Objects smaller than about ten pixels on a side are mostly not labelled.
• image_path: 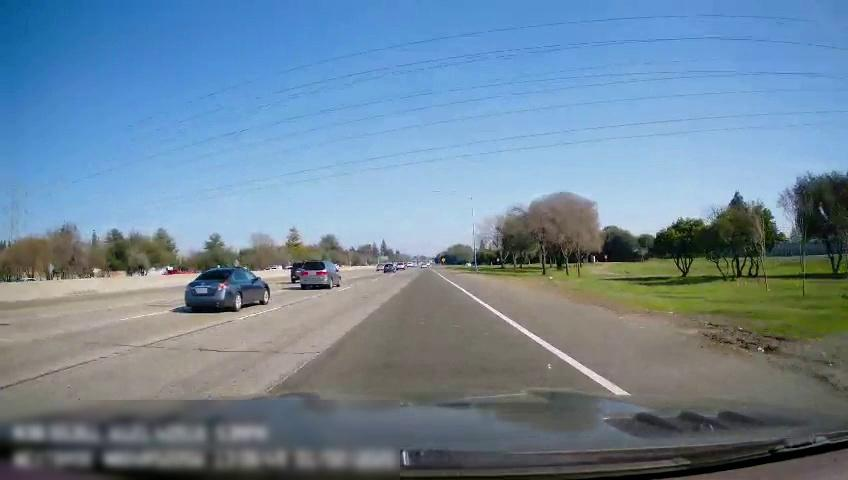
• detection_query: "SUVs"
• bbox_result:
[299,259,343,289]
[290,261,301,283]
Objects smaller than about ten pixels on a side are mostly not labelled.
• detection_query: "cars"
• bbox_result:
[183,266,271,312]
[383,263,397,274]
